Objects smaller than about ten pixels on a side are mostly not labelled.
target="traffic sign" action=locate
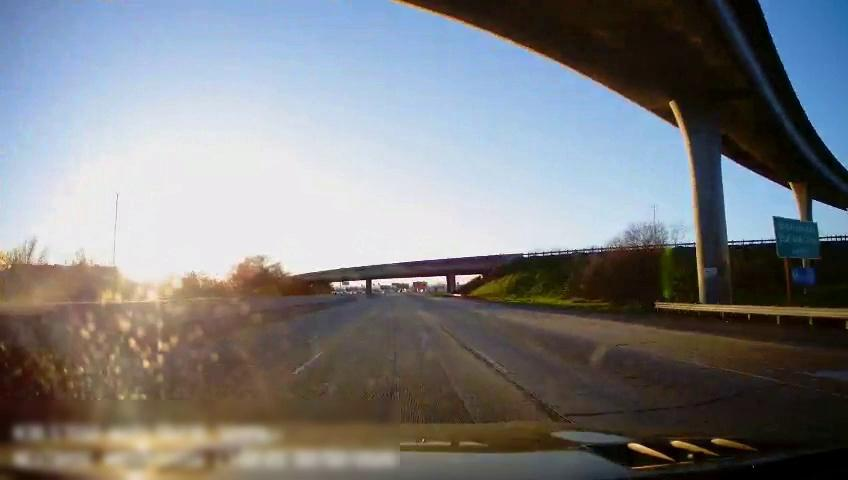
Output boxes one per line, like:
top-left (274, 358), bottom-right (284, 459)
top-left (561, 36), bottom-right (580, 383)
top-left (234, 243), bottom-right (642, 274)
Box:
top-left (772, 215), bottom-right (821, 260)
